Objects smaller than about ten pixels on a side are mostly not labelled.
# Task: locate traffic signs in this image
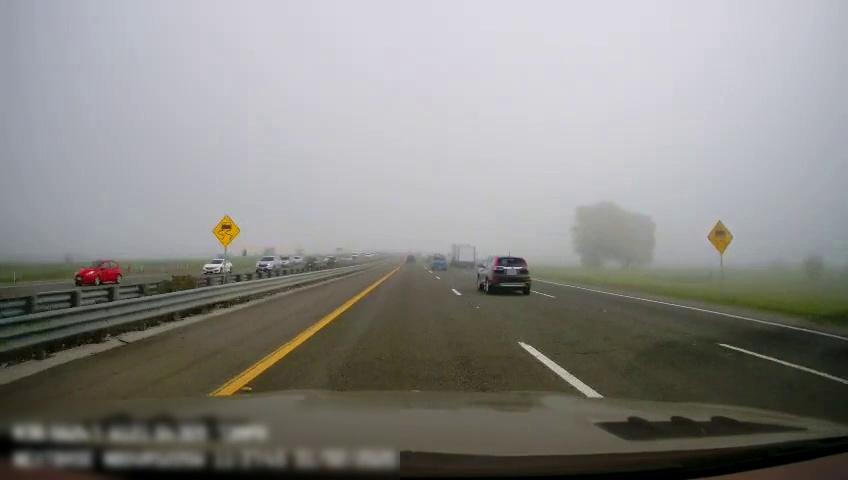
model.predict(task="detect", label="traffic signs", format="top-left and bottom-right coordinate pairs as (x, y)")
top-left (212, 214), bottom-right (241, 248)
top-left (706, 218), bottom-right (735, 256)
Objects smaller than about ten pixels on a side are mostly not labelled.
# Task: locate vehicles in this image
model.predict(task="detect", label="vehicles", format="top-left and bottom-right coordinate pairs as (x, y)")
top-left (405, 255), bottom-right (417, 265)
top-left (323, 255), bottom-right (337, 263)
top-left (202, 258), bottom-right (234, 275)
top-left (277, 255), bottom-right (294, 267)
top-left (73, 259), bottom-right (124, 287)
top-left (254, 255), bottom-right (284, 273)
top-left (290, 255), bottom-right (304, 264)
top-left (430, 253), bottom-right (448, 272)
top-left (304, 258), bottom-right (325, 268)
top-left (476, 254), bottom-right (533, 296)
top-left (455, 245), bottom-right (476, 269)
